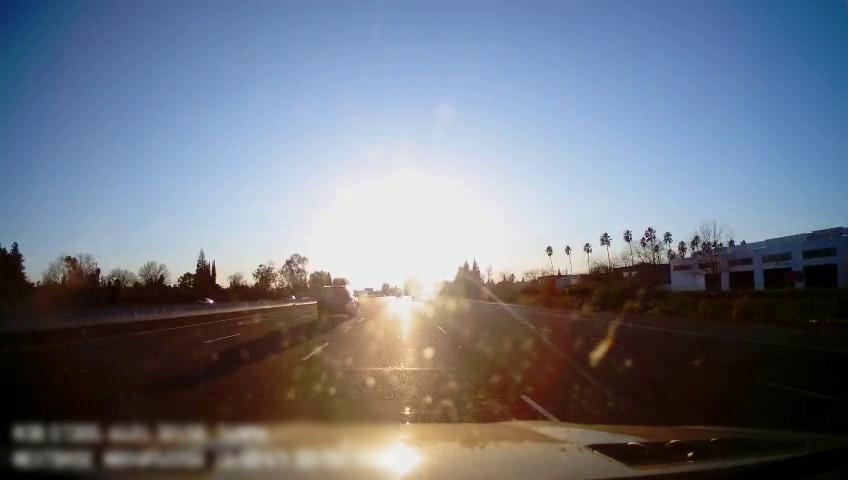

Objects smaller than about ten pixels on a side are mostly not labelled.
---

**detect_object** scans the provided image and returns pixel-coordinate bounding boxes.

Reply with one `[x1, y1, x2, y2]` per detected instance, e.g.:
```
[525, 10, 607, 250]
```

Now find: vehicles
[286, 294, 296, 300]
[195, 297, 216, 306]
[316, 277, 360, 319]
[395, 291, 403, 298]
